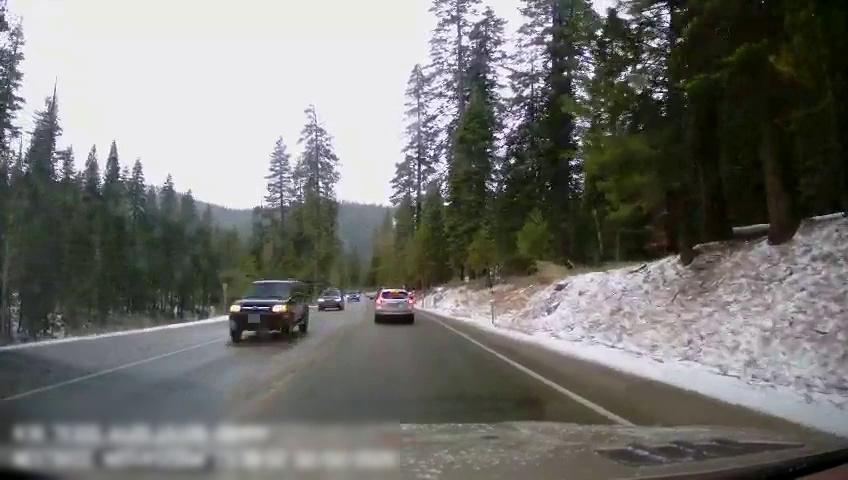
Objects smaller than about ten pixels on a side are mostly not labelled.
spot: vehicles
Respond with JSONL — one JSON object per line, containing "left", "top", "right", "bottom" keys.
{"left": 317, "top": 289, "right": 345, "bottom": 311}
{"left": 228, "top": 280, "right": 309, "bottom": 343}
{"left": 375, "top": 289, "right": 414, "bottom": 323}
{"left": 347, "top": 291, "right": 360, "bottom": 302}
